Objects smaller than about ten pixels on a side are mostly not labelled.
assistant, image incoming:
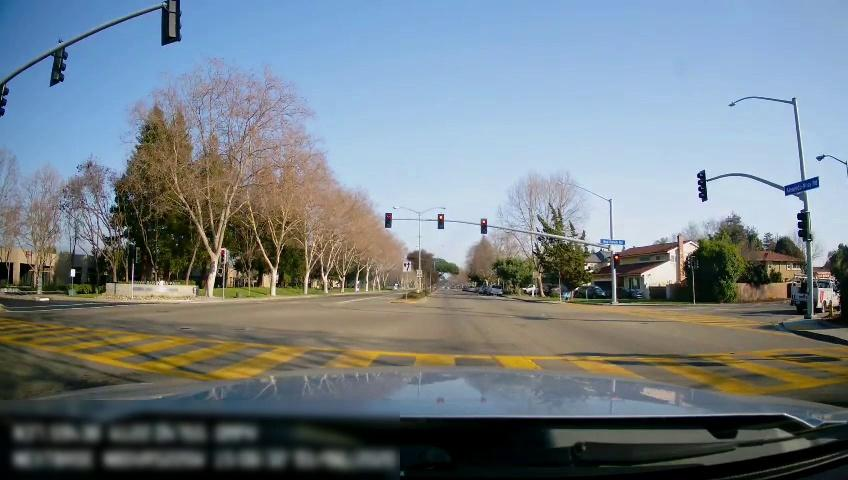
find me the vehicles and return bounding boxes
[478,284,489,295]
[788,276,841,315]
[544,284,562,298]
[520,284,546,297]
[608,287,643,300]
[486,284,503,297]
[573,285,606,300]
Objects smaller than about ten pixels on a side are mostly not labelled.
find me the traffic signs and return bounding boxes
[402,260,412,273]
[599,238,626,246]
[784,175,820,197]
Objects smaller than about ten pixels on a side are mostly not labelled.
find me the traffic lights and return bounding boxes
[685,255,692,272]
[219,247,228,264]
[49,38,69,88]
[480,218,488,235]
[437,213,445,230]
[613,253,621,269]
[696,168,708,203]
[384,212,393,229]
[693,257,700,270]
[797,209,813,242]
[160,0,182,47]
[0,80,10,117]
